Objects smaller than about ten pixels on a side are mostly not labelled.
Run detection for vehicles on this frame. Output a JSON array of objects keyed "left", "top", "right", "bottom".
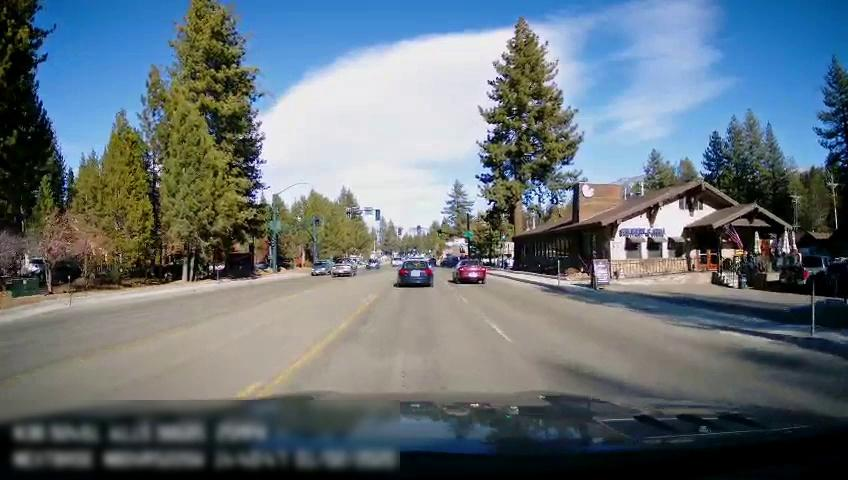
[
  {"left": 451, "top": 259, "right": 487, "bottom": 284},
  {"left": 366, "top": 257, "right": 381, "bottom": 270},
  {"left": 397, "top": 258, "right": 434, "bottom": 289},
  {"left": 310, "top": 261, "right": 332, "bottom": 276},
  {"left": 331, "top": 259, "right": 355, "bottom": 279}
]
